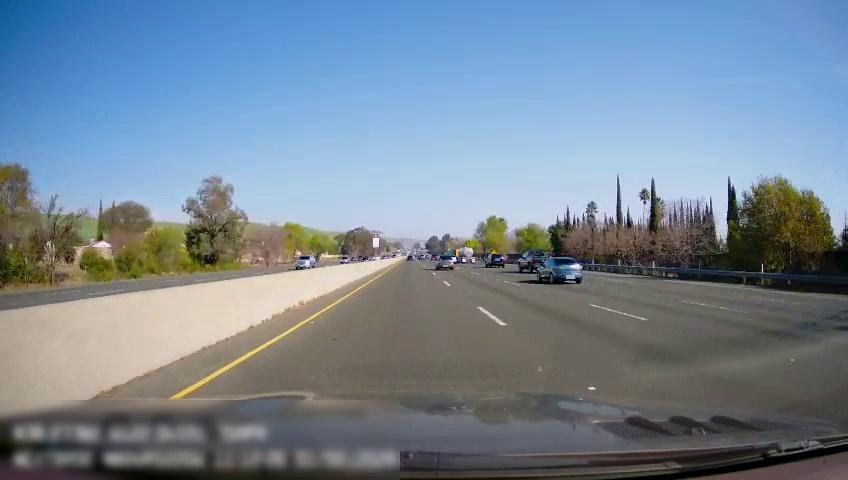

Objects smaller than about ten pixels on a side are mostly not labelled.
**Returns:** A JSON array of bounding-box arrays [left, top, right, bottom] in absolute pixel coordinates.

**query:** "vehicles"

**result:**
[[451, 256, 458, 265], [339, 256, 352, 265], [538, 257, 583, 285], [454, 248, 476, 264], [296, 255, 317, 271], [485, 253, 506, 268], [436, 254, 455, 270], [518, 249, 548, 273]]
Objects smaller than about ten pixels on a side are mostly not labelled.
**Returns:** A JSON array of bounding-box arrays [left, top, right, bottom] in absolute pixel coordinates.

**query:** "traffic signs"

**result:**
[[489, 248, 498, 259]]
